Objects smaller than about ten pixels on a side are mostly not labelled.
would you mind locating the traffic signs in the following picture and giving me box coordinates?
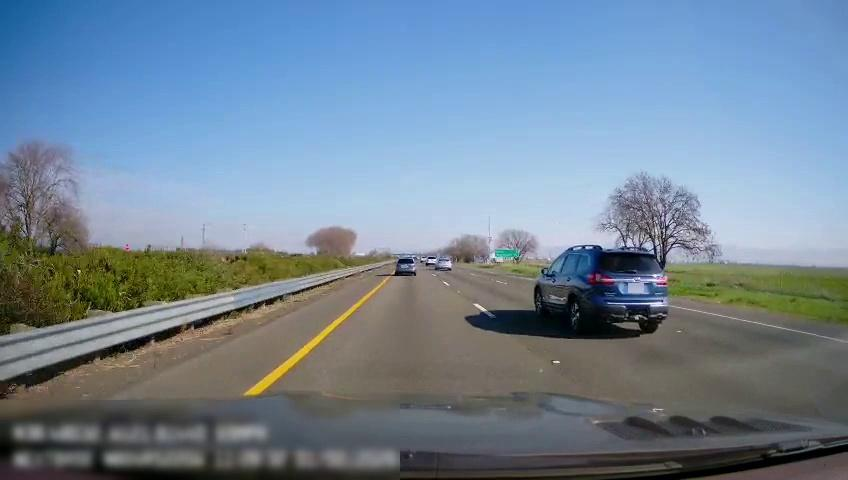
[495,249,520,258]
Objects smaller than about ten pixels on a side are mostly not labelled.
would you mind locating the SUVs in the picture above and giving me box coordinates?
[533,249,668,335]
[434,257,452,271]
[425,256,438,267]
[394,256,417,276]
